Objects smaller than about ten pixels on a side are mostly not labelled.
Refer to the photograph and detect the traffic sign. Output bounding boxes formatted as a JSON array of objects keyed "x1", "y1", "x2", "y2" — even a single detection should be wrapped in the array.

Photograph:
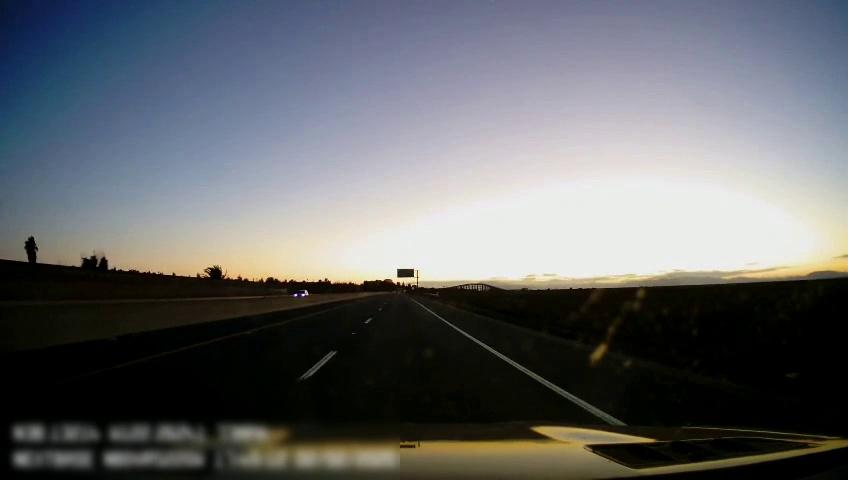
[{"x1": 396, "y1": 268, "x2": 415, "y2": 278}]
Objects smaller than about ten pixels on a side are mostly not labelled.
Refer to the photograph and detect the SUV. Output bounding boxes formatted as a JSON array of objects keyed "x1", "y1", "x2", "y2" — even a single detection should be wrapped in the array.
[{"x1": 293, "y1": 289, "x2": 309, "y2": 297}]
